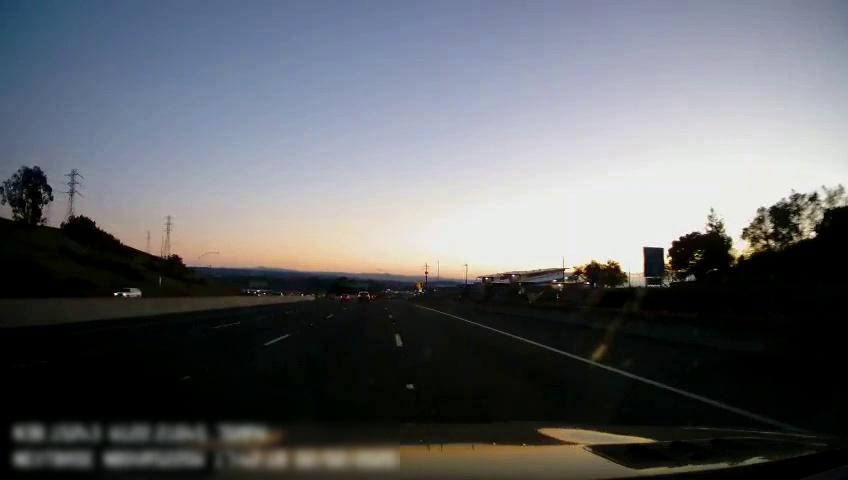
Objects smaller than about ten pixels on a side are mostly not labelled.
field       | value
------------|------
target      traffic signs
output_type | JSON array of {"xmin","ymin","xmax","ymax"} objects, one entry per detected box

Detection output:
[{"xmin": 415, "ymin": 280, "xmax": 426, "ymax": 291}]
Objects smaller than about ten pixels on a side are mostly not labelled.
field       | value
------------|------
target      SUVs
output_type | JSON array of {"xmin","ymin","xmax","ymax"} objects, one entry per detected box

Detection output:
[
  {"xmin": 358, "ymin": 291, "xmax": 371, "ymax": 301},
  {"xmin": 112, "ymin": 286, "xmax": 142, "ymax": 299}
]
